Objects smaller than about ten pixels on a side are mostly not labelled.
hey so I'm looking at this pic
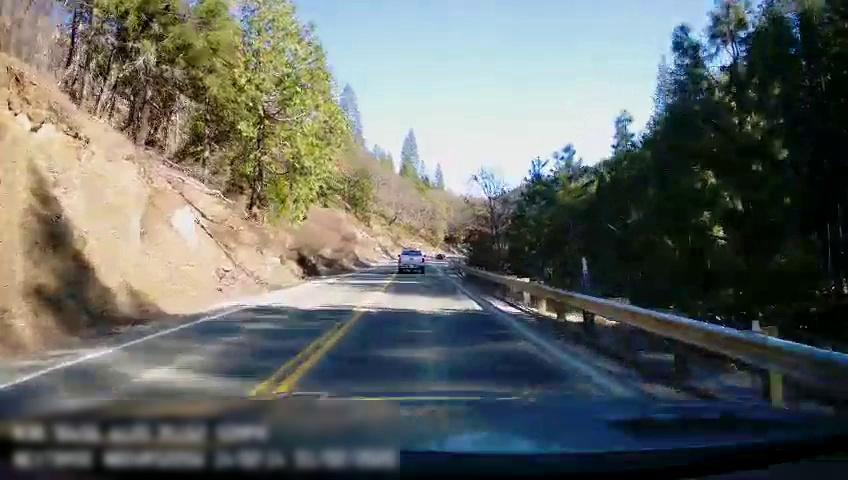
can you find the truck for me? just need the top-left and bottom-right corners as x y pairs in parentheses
(396, 247), (427, 274)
